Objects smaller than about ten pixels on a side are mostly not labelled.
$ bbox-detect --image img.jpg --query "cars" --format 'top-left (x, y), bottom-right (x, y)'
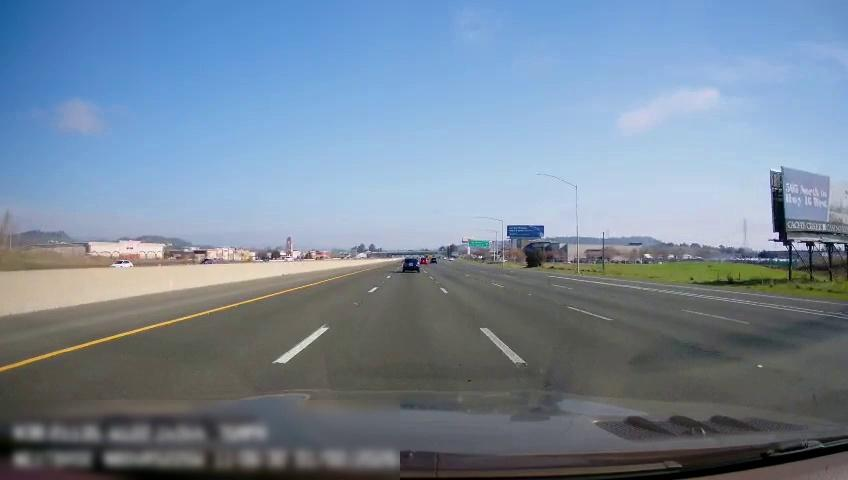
top-left (199, 258), bottom-right (215, 265)
top-left (111, 259), bottom-right (134, 268)
top-left (402, 258), bottom-right (420, 272)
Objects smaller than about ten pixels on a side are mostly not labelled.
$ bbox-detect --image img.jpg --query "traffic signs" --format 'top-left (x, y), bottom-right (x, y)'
top-left (468, 239), bottom-right (491, 250)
